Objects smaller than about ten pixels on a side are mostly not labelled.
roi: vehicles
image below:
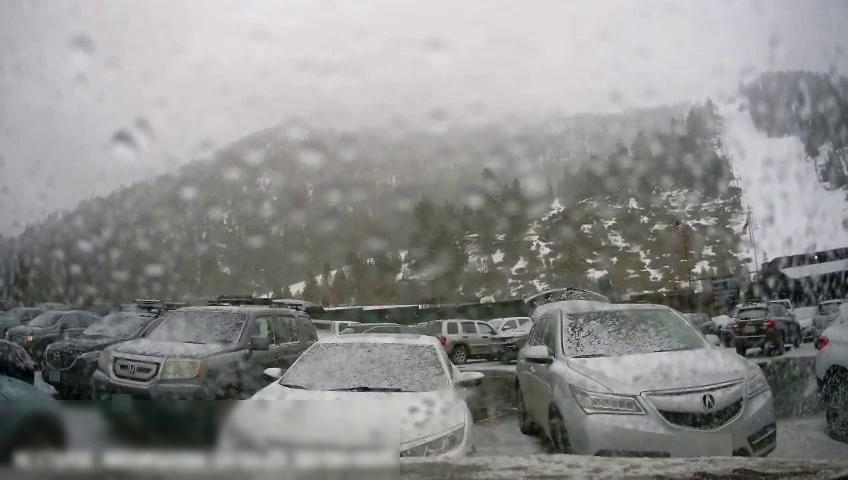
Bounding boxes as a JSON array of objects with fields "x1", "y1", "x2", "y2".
[
  {"x1": 681, "y1": 313, "x2": 719, "y2": 336},
  {"x1": 816, "y1": 304, "x2": 848, "y2": 444},
  {"x1": 423, "y1": 319, "x2": 501, "y2": 366},
  {"x1": 5, "y1": 310, "x2": 101, "y2": 371},
  {"x1": 723, "y1": 318, "x2": 738, "y2": 349},
  {"x1": 91, "y1": 305, "x2": 319, "y2": 451},
  {"x1": 498, "y1": 301, "x2": 562, "y2": 365},
  {"x1": 0, "y1": 307, "x2": 47, "y2": 341},
  {"x1": 733, "y1": 305, "x2": 802, "y2": 358},
  {"x1": 339, "y1": 323, "x2": 416, "y2": 335},
  {"x1": 0, "y1": 339, "x2": 35, "y2": 387},
  {"x1": 793, "y1": 305, "x2": 818, "y2": 344},
  {"x1": 711, "y1": 314, "x2": 733, "y2": 325},
  {"x1": 812, "y1": 298, "x2": 848, "y2": 347},
  {"x1": 41, "y1": 312, "x2": 167, "y2": 410},
  {"x1": 215, "y1": 333, "x2": 485, "y2": 460},
  {"x1": 0, "y1": 375, "x2": 70, "y2": 468},
  {"x1": 515, "y1": 302, "x2": 778, "y2": 459},
  {"x1": 485, "y1": 317, "x2": 531, "y2": 334},
  {"x1": 311, "y1": 319, "x2": 361, "y2": 335}
]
